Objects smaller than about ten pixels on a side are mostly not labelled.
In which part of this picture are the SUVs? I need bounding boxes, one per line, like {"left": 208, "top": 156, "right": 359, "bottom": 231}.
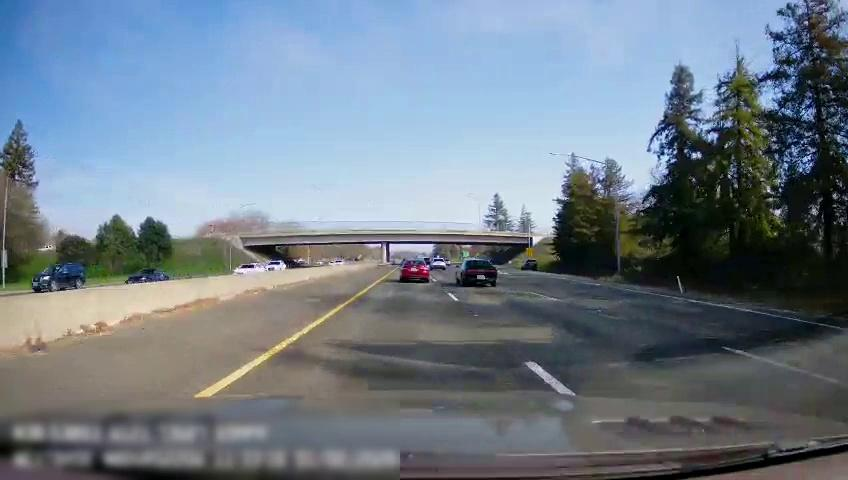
{"left": 520, "top": 259, "right": 538, "bottom": 272}
{"left": 265, "top": 260, "right": 287, "bottom": 272}
{"left": 31, "top": 262, "right": 87, "bottom": 293}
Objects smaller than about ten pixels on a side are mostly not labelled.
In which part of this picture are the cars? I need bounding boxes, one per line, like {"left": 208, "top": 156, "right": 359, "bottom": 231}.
{"left": 233, "top": 262, "right": 262, "bottom": 275}
{"left": 429, "top": 256, "right": 446, "bottom": 270}
{"left": 126, "top": 267, "right": 170, "bottom": 285}
{"left": 455, "top": 257, "right": 498, "bottom": 288}
{"left": 399, "top": 259, "right": 431, "bottom": 283}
